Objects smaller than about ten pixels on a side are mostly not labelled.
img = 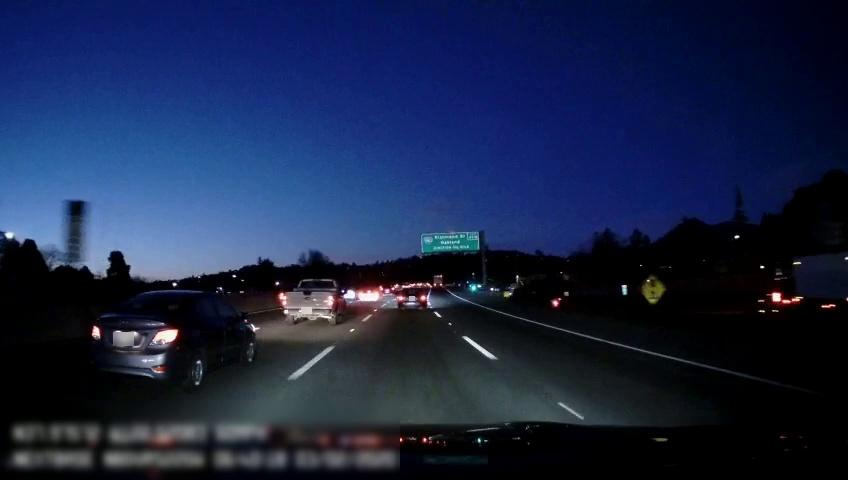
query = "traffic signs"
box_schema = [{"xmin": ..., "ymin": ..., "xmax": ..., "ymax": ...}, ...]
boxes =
[
  {"xmin": 421, "ymin": 232, "xmax": 480, "ymax": 253},
  {"xmin": 640, "ymin": 273, "xmax": 666, "ymax": 305}
]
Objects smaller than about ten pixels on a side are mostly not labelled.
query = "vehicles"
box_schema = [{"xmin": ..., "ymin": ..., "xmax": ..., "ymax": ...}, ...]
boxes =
[
  {"xmin": 433, "ymin": 275, "xmax": 443, "ymax": 288},
  {"xmin": 340, "ymin": 287, "xmax": 359, "ymax": 300},
  {"xmin": 91, "ymin": 289, "xmax": 257, "ymax": 392},
  {"xmin": 758, "ymin": 253, "xmax": 848, "ymax": 314},
  {"xmin": 283, "ymin": 278, "xmax": 347, "ymax": 326},
  {"xmin": 398, "ymin": 287, "xmax": 427, "ymax": 311},
  {"xmin": 359, "ymin": 288, "xmax": 380, "ymax": 302},
  {"xmin": 381, "ymin": 284, "xmax": 397, "ymax": 296}
]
